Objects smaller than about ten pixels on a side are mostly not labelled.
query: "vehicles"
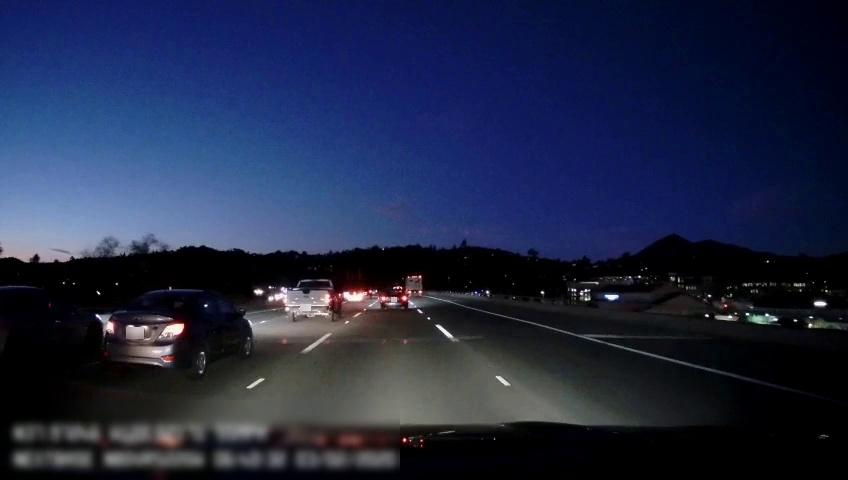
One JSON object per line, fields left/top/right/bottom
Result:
{"left": 0, "top": 286, "right": 104, "bottom": 362}
{"left": 347, "top": 290, "right": 366, "bottom": 303}
{"left": 267, "top": 293, "right": 280, "bottom": 302}
{"left": 380, "top": 288, "right": 409, "bottom": 312}
{"left": 105, "top": 289, "right": 254, "bottom": 380}
{"left": 360, "top": 287, "right": 373, "bottom": 298}
{"left": 405, "top": 275, "right": 423, "bottom": 296}
{"left": 284, "top": 279, "right": 343, "bottom": 322}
